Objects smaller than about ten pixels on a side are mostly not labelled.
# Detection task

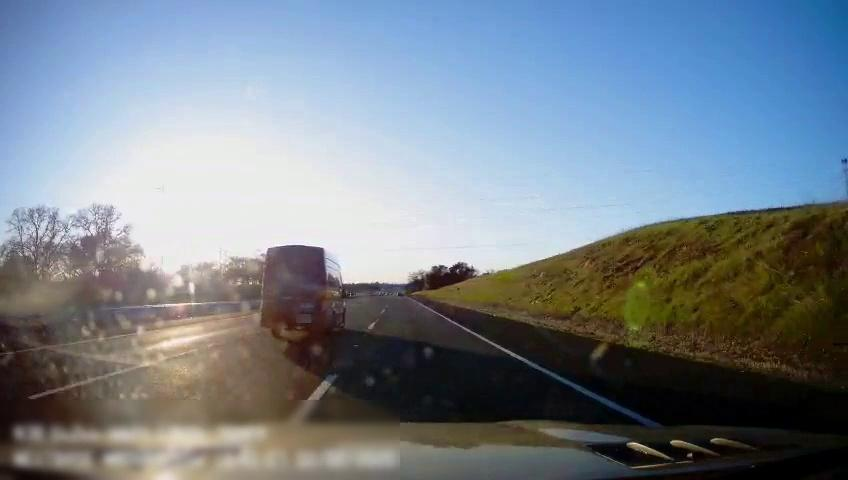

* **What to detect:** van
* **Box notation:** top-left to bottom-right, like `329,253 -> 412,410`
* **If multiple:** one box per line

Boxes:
258,244 -> 350,340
